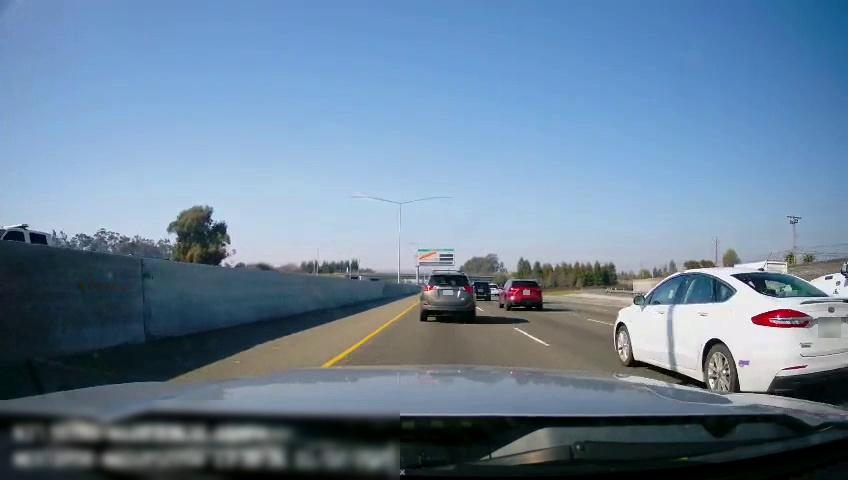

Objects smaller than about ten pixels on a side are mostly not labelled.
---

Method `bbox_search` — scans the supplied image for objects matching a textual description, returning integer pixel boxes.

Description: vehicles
[809,262,848,298]
[488,283,500,295]
[497,278,544,312]
[733,260,788,272]
[0,222,55,247]
[612,267,848,395]
[473,281,492,302]
[350,275,372,281]
[419,269,477,323]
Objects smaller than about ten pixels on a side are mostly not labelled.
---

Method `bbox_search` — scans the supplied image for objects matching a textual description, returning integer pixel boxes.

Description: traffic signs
[417,248,456,267]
